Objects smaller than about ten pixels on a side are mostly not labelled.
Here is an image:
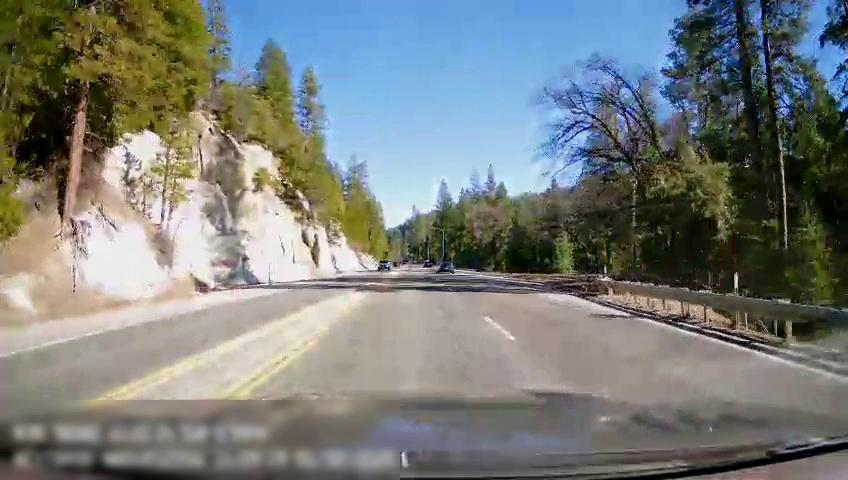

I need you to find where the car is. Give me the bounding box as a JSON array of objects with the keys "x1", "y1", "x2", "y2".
[{"x1": 436, "y1": 261, "x2": 454, "y2": 274}]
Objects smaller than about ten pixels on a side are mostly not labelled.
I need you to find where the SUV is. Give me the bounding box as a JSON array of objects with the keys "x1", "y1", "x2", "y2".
[{"x1": 376, "y1": 260, "x2": 392, "y2": 272}]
